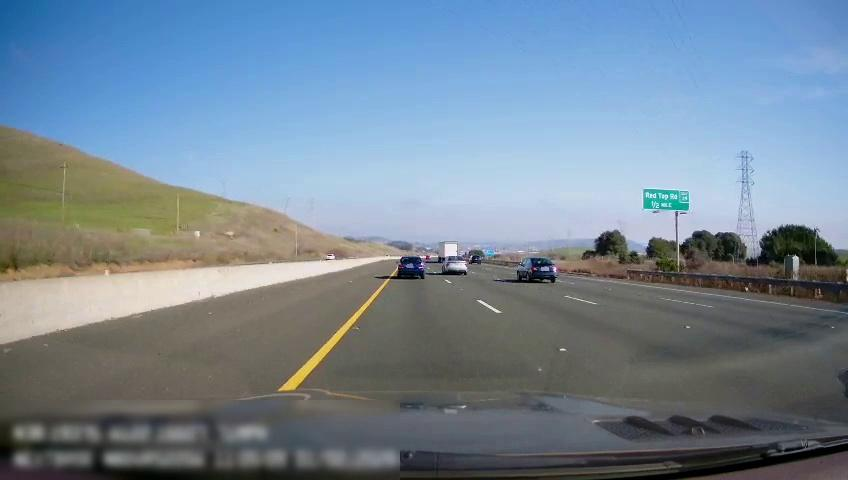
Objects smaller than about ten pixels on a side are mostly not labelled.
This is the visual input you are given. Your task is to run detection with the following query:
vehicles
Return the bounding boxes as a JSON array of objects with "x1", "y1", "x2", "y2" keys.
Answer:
[
  {"x1": 397, "y1": 257, "x2": 424, "y2": 279},
  {"x1": 442, "y1": 256, "x2": 467, "y2": 275},
  {"x1": 438, "y1": 241, "x2": 458, "y2": 262},
  {"x1": 516, "y1": 257, "x2": 560, "y2": 284},
  {"x1": 469, "y1": 255, "x2": 482, "y2": 265},
  {"x1": 323, "y1": 254, "x2": 336, "y2": 261}
]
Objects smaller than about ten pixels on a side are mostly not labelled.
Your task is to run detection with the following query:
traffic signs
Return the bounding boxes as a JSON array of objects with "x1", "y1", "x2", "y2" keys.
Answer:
[{"x1": 642, "y1": 188, "x2": 691, "y2": 212}]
